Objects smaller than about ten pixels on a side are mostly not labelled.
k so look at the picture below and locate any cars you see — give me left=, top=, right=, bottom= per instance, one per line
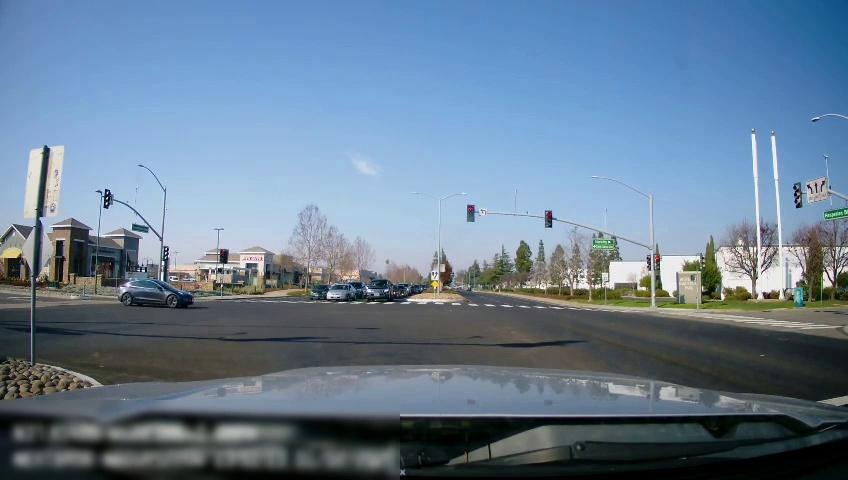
left=329, top=283, right=359, bottom=300
left=312, top=284, right=332, bottom=301
left=118, top=279, right=192, bottom=308
left=352, top=282, right=367, bottom=299
left=367, top=280, right=391, bottom=295
left=393, top=283, right=406, bottom=301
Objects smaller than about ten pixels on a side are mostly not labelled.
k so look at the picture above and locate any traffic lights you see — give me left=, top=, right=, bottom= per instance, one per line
left=792, top=182, right=803, bottom=209
left=219, top=249, right=224, bottom=263
left=544, top=209, right=553, bottom=228
left=466, top=204, right=475, bottom=223
left=224, top=250, right=229, bottom=264
left=653, top=253, right=660, bottom=270
left=646, top=254, right=652, bottom=271
left=163, top=247, right=170, bottom=262
left=103, top=188, right=111, bottom=209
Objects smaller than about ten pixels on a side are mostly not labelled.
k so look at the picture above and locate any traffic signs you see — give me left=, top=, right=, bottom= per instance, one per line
left=823, top=206, right=848, bottom=221
left=807, top=177, right=826, bottom=202
left=592, top=238, right=614, bottom=250
left=431, top=270, right=440, bottom=281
